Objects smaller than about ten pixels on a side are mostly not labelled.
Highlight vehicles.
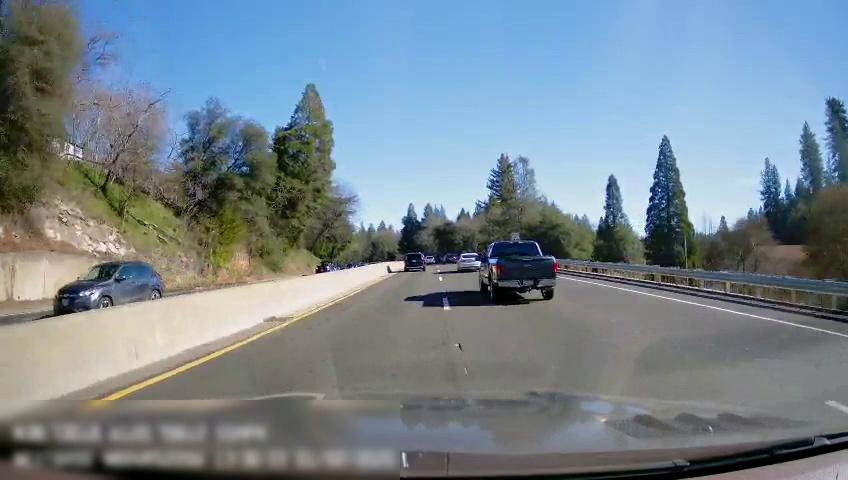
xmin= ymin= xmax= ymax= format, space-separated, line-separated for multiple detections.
xmin=475 ymin=239 xmax=561 ymax=305
xmin=447 ymin=254 xmax=457 ymax=264
xmin=456 ymin=252 xmax=481 ymax=272
xmin=404 ymin=253 xmax=427 ymax=272
xmin=315 ymin=261 xmax=337 ymax=276
xmin=52 ymin=260 xmax=168 ymax=320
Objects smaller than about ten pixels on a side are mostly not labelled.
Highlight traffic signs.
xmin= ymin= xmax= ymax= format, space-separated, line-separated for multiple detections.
xmin=511 ymin=232 xmax=520 ymax=243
